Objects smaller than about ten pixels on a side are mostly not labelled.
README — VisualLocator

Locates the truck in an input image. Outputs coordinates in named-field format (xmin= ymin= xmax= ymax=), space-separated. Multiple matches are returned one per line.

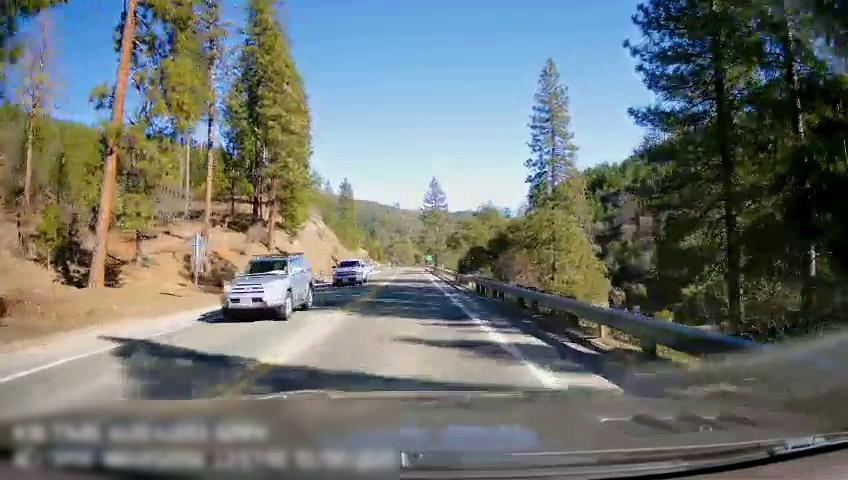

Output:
xmin=331 ymin=258 xmax=370 ymax=288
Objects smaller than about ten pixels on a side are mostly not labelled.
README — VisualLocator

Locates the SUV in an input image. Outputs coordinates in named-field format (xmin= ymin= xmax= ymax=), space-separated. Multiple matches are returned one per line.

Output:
xmin=222 ymin=254 xmax=316 ymax=321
